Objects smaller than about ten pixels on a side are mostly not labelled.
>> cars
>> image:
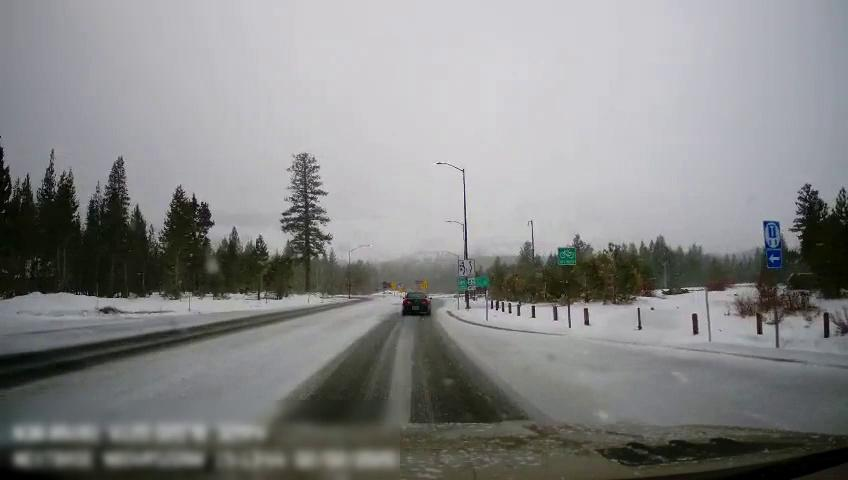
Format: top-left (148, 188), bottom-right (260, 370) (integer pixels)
top-left (401, 292), bottom-right (433, 316)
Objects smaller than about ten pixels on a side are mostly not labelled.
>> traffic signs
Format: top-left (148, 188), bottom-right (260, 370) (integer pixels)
top-left (475, 277), bottom-right (489, 287)
top-left (458, 259), bottom-right (475, 277)
top-left (766, 249), bottom-right (783, 269)
top-left (762, 220), bottom-right (783, 249)
top-left (557, 247), bottom-right (576, 265)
